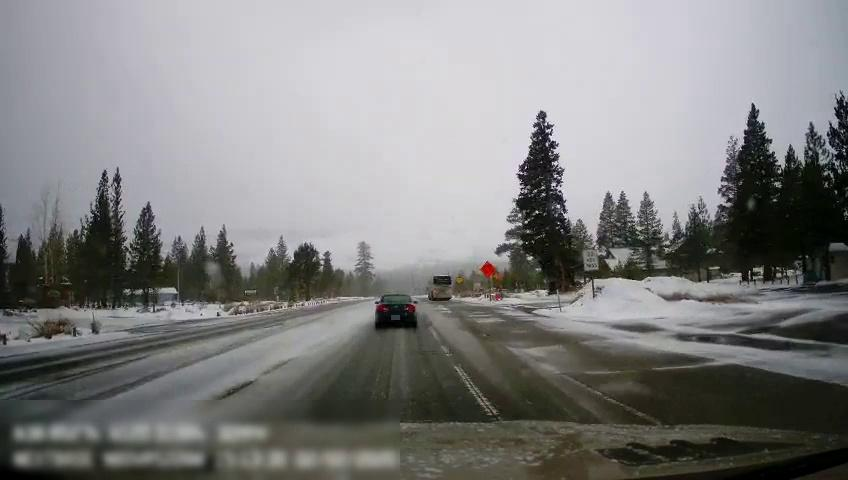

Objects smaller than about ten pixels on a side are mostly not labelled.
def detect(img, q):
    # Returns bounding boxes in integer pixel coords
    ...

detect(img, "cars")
[374,293,418,328]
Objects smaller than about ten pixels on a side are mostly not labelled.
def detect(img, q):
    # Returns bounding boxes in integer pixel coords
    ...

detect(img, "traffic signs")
[480,261,496,278]
[583,250,599,271]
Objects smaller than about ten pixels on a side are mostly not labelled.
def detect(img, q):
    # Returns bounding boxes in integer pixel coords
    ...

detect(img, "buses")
[428,275,452,301]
